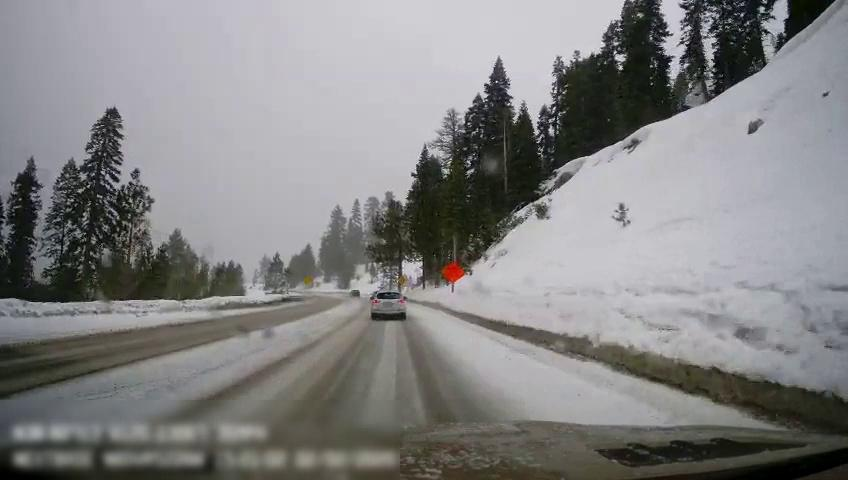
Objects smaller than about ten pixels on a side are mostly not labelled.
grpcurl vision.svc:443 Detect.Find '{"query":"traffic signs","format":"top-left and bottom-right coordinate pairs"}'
top-left (304, 275), bottom-right (314, 287)
top-left (441, 260), bottom-right (466, 285)
top-left (396, 274), bottom-right (408, 287)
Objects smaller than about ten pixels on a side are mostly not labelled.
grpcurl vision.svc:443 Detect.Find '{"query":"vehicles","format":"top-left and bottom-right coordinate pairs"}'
top-left (349, 289), bottom-right (360, 298)
top-left (369, 288), bottom-right (408, 321)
